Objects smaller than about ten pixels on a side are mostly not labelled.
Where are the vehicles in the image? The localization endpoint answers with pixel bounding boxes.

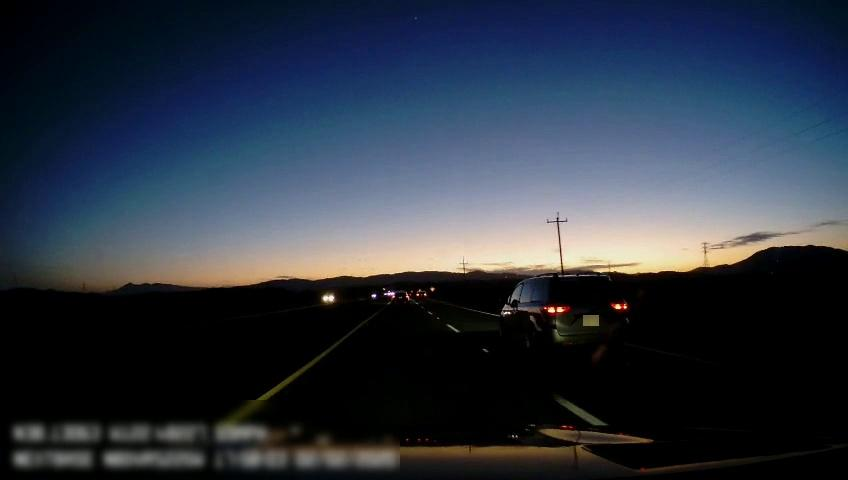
[498,274,629,356]
[322,293,337,303]
[391,290,410,304]
[415,290,428,301]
